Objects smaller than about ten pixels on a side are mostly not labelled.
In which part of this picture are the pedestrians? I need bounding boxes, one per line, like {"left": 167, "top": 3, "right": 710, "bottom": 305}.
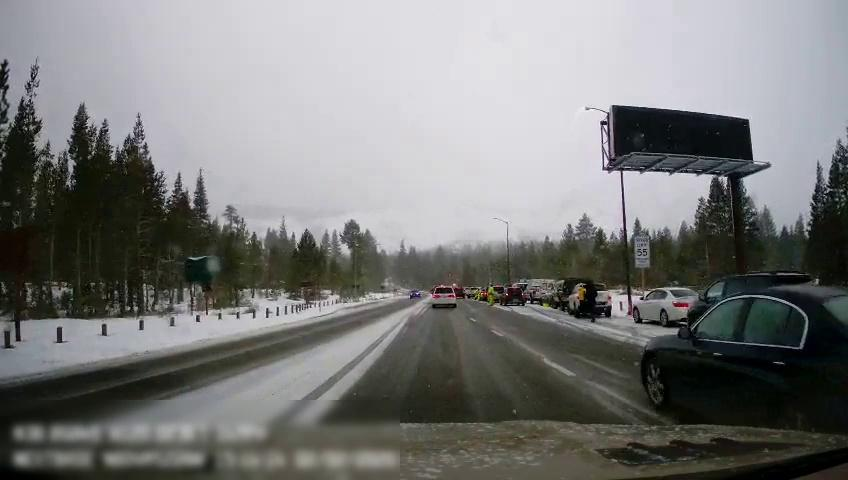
{"left": 488, "top": 284, "right": 494, "bottom": 307}
{"left": 584, "top": 280, "right": 598, "bottom": 323}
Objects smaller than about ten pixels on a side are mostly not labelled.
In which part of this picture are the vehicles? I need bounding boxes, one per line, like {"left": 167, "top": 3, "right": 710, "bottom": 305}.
{"left": 639, "top": 282, "right": 848, "bottom": 434}
{"left": 430, "top": 285, "right": 457, "bottom": 308}
{"left": 525, "top": 278, "right": 553, "bottom": 305}
{"left": 539, "top": 282, "right": 555, "bottom": 307}
{"left": 550, "top": 278, "right": 587, "bottom": 311}
{"left": 491, "top": 286, "right": 504, "bottom": 302}
{"left": 480, "top": 288, "right": 488, "bottom": 301}
{"left": 684, "top": 270, "right": 820, "bottom": 329}
{"left": 632, "top": 287, "right": 699, "bottom": 327}
{"left": 409, "top": 289, "right": 421, "bottom": 299}
{"left": 566, "top": 282, "right": 613, "bottom": 319}
{"left": 499, "top": 286, "right": 526, "bottom": 306}
{"left": 454, "top": 287, "right": 466, "bottom": 299}
{"left": 512, "top": 282, "right": 528, "bottom": 291}
{"left": 465, "top": 286, "right": 480, "bottom": 300}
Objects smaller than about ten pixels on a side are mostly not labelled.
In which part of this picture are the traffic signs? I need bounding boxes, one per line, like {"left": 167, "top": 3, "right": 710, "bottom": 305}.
{"left": 633, "top": 236, "right": 651, "bottom": 270}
